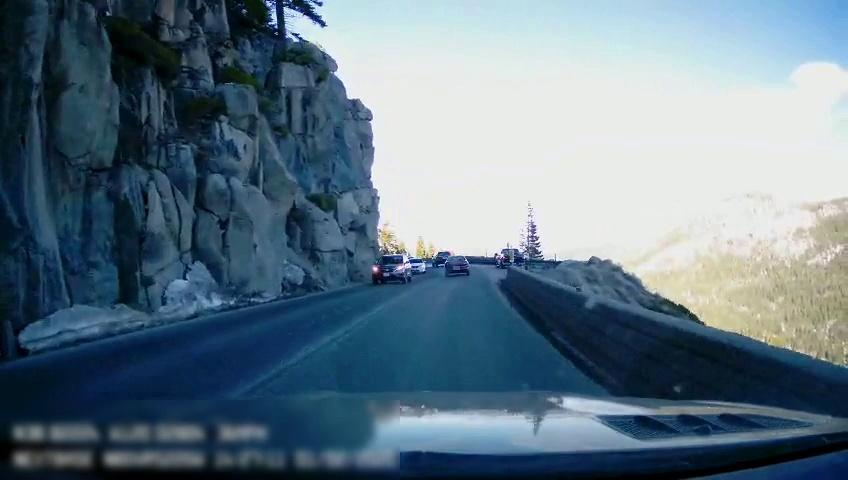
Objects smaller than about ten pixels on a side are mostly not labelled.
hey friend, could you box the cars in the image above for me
[445,256,471,276]
[409,257,427,274]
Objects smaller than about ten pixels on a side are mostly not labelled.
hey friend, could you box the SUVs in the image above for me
[371,254,412,284]
[433,251,451,267]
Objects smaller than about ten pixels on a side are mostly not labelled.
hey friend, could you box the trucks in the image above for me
[495,248,523,267]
